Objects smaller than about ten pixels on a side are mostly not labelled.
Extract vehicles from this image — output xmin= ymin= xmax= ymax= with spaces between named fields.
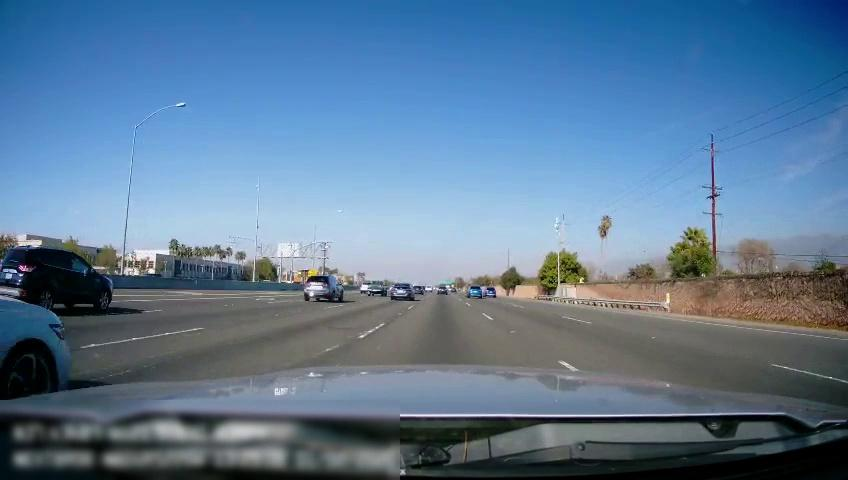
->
xmin=302 ymin=274 xmax=345 ymax=303
xmin=360 ymin=282 xmax=374 ymax=294
xmin=389 ymin=282 xmax=415 ymax=302
xmin=410 ymin=286 xmax=424 ymax=296
xmin=437 ymin=287 xmax=448 ymax=296
xmin=484 ymin=287 xmax=497 ymax=299
xmin=0 ymin=294 xmax=74 ymax=401
xmin=466 ymin=286 xmax=483 ymax=300
xmin=0 ymin=245 xmax=114 ymax=314
xmin=367 ymin=280 xmax=388 ymax=297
